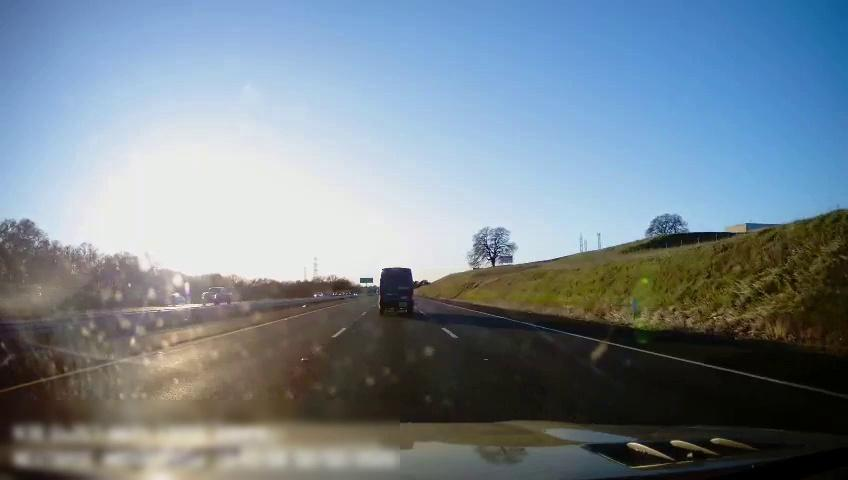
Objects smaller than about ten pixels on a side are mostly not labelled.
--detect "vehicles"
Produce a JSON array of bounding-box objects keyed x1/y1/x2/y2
[
  {"x1": 159, "y1": 292, "x2": 185, "y2": 308},
  {"x1": 378, "y1": 267, "x2": 414, "y2": 316},
  {"x1": 200, "y1": 287, "x2": 232, "y2": 307}
]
